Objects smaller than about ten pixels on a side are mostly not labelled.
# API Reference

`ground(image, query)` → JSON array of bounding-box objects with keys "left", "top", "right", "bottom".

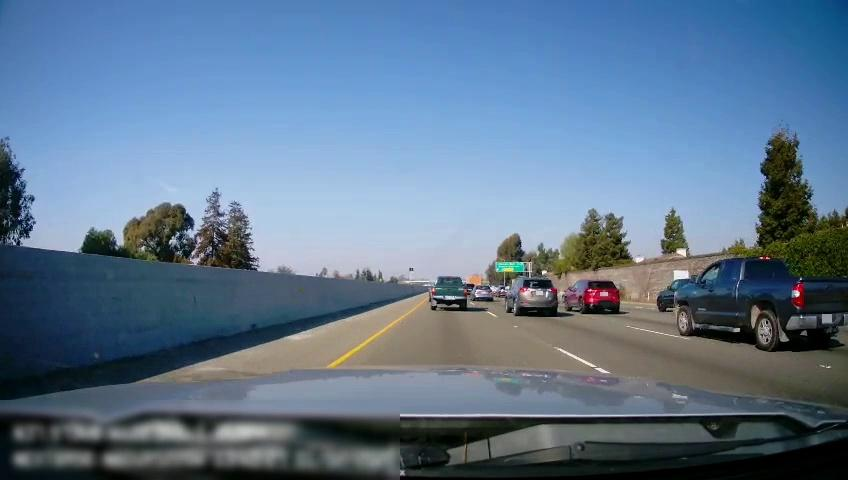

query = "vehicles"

[
  {"left": 656, "top": 277, "right": 700, "bottom": 313},
  {"left": 468, "top": 274, "right": 480, "bottom": 290},
  {"left": 461, "top": 283, "right": 476, "bottom": 296},
  {"left": 430, "top": 276, "right": 468, "bottom": 312},
  {"left": 562, "top": 280, "right": 620, "bottom": 315},
  {"left": 672, "top": 256, "right": 848, "bottom": 354},
  {"left": 469, "top": 285, "right": 494, "bottom": 302},
  {"left": 504, "top": 275, "right": 559, "bottom": 317}
]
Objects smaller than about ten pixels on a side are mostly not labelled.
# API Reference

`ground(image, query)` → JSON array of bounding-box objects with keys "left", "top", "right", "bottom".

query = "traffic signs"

[
  {"left": 495, "top": 261, "right": 525, "bottom": 273},
  {"left": 408, "top": 264, "right": 417, "bottom": 281},
  {"left": 673, "top": 269, "right": 690, "bottom": 281}
]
